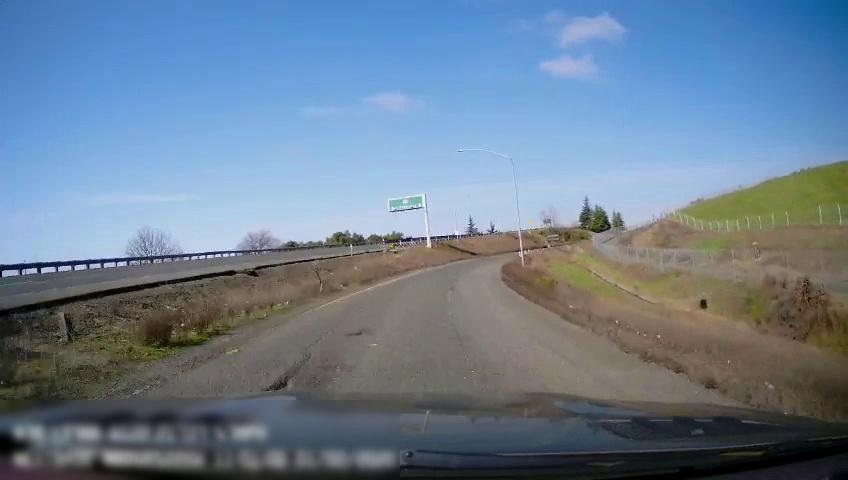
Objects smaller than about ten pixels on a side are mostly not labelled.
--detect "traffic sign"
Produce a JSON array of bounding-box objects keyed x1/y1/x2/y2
[{"x1": 388, "y1": 194, "x2": 426, "y2": 213}]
